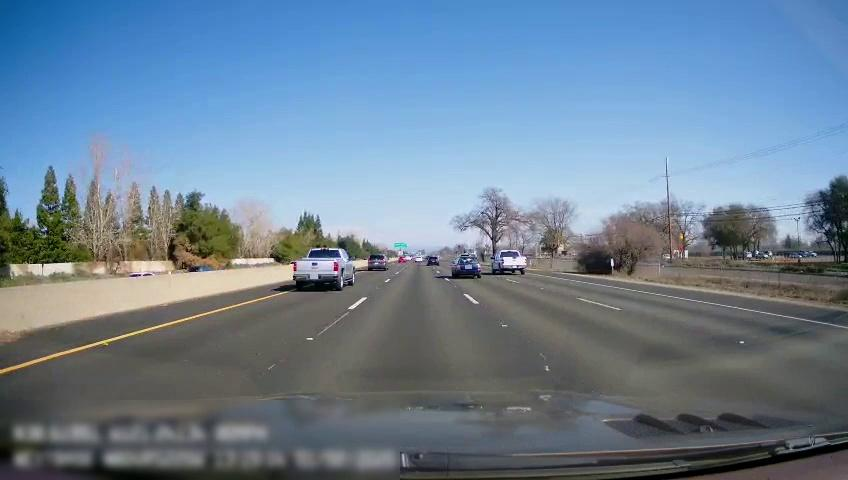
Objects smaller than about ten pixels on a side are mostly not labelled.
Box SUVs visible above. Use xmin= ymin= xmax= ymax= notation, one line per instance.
xmin=367 ymin=254 xmax=387 ymax=272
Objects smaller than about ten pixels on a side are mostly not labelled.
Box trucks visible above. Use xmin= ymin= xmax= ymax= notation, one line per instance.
xmin=290 ymin=247 xmax=356 ymax=292
xmin=490 ymin=250 xmax=527 ymax=275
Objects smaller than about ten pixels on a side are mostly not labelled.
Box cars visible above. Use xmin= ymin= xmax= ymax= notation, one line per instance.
xmin=450 ymin=258 xmax=481 ymax=279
